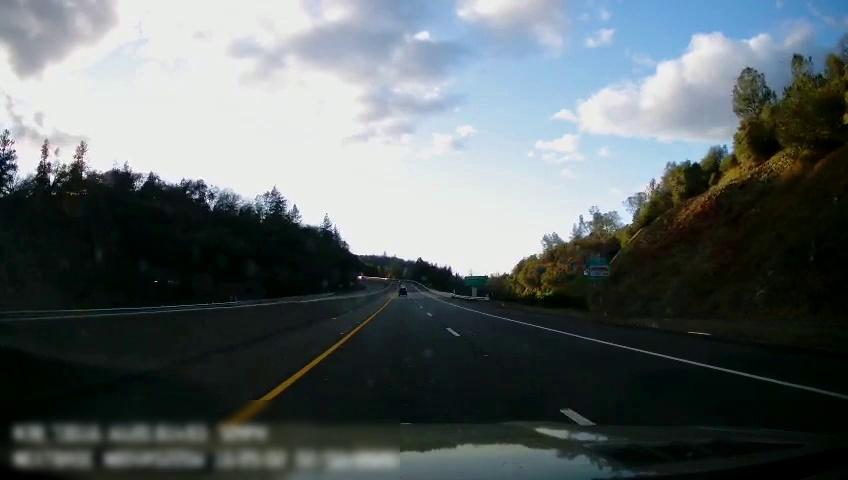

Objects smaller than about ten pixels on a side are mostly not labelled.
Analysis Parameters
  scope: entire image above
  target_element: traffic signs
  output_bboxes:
[590,256,609,266]
[589,267,610,277]
[464,276,489,286]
